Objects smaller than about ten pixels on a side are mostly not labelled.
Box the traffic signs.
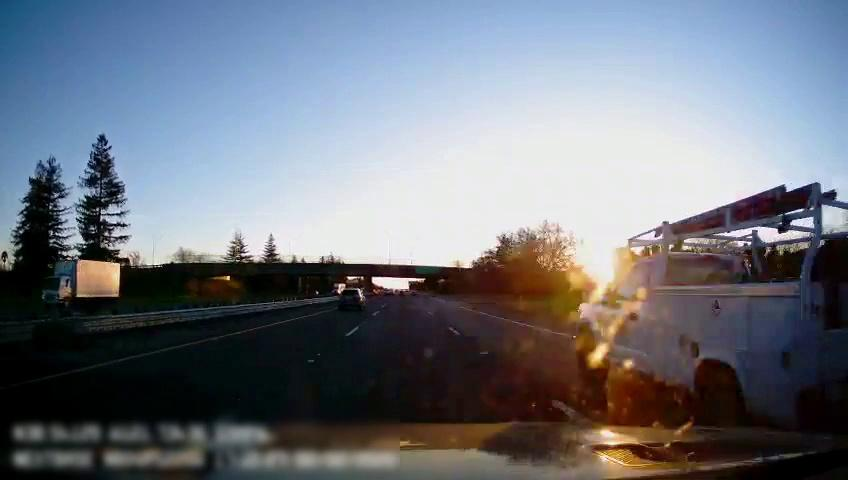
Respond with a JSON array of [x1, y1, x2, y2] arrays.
[[415, 267, 448, 278]]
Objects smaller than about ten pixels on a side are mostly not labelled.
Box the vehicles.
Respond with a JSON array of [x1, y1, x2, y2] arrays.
[[338, 288, 365, 311], [331, 283, 346, 296], [576, 181, 848, 438], [306, 289, 319, 298], [41, 258, 120, 318]]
